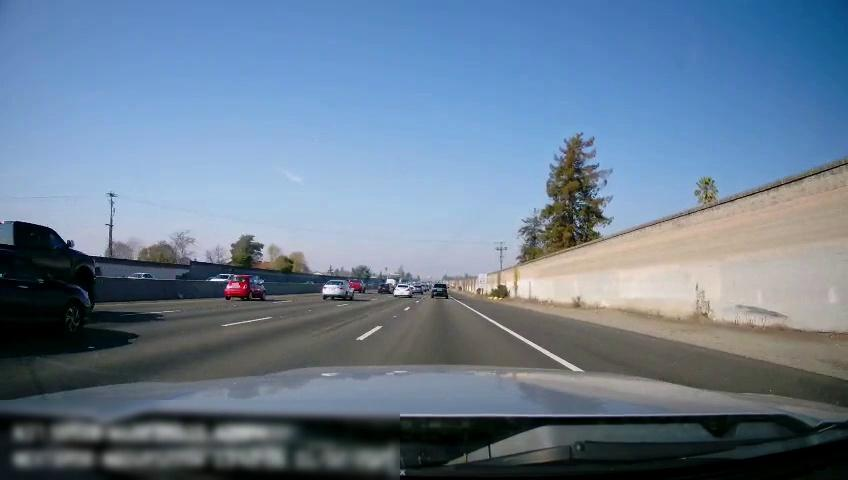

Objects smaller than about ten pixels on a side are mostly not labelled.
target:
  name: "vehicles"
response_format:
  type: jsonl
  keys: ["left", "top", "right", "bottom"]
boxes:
{"left": 0, "top": 220, "right": 98, "bottom": 323}
{"left": 385, "top": 279, "right": 401, "bottom": 291}
{"left": 411, "top": 285, "right": 424, "bottom": 295}
{"left": 223, "top": 274, "right": 267, "bottom": 301}
{"left": 344, "top": 279, "right": 366, "bottom": 294}
{"left": 321, "top": 280, "right": 355, "bottom": 301}
{"left": 377, "top": 282, "right": 394, "bottom": 295}
{"left": 393, "top": 283, "right": 413, "bottom": 298}
{"left": 430, "top": 284, "right": 449, "bottom": 299}
{"left": 0, "top": 257, "right": 92, "bottom": 341}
